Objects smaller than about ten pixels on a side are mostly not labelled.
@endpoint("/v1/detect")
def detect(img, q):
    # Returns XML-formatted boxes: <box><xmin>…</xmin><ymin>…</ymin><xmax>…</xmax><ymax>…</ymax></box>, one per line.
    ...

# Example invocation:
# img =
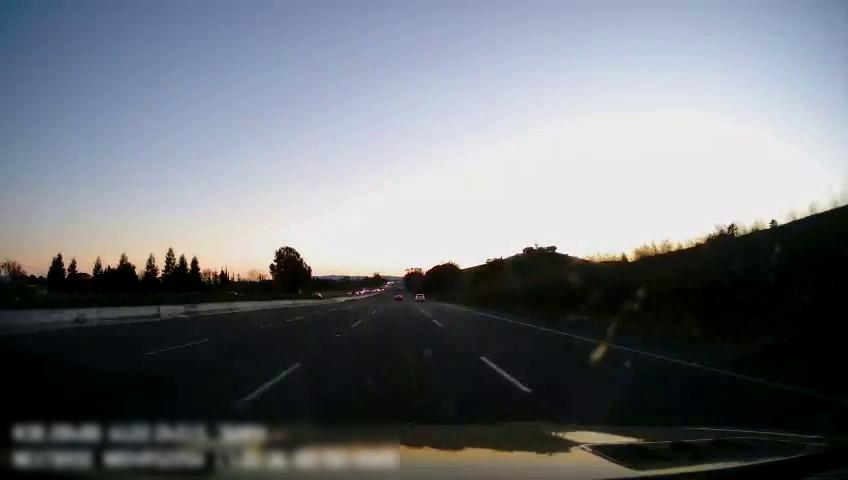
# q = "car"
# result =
<box><xmin>414</xmin><ymin>293</ymin><xmax>425</xmax><ymax>301</ymax></box>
